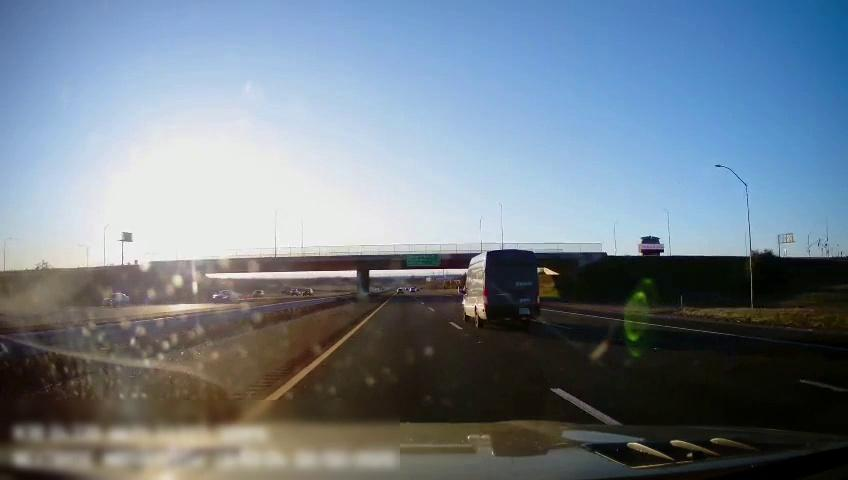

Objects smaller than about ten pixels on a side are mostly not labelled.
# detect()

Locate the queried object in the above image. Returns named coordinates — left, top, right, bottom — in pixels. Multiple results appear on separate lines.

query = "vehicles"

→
left=103, top=293, right=129, bottom=307
left=303, top=288, right=314, bottom=296
left=253, top=289, right=265, bottom=299
left=457, top=250, right=541, bottom=329
left=212, top=289, right=238, bottom=304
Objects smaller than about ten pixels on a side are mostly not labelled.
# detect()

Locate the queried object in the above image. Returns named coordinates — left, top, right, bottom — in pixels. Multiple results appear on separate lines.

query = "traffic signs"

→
left=407, top=254, right=441, bottom=266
